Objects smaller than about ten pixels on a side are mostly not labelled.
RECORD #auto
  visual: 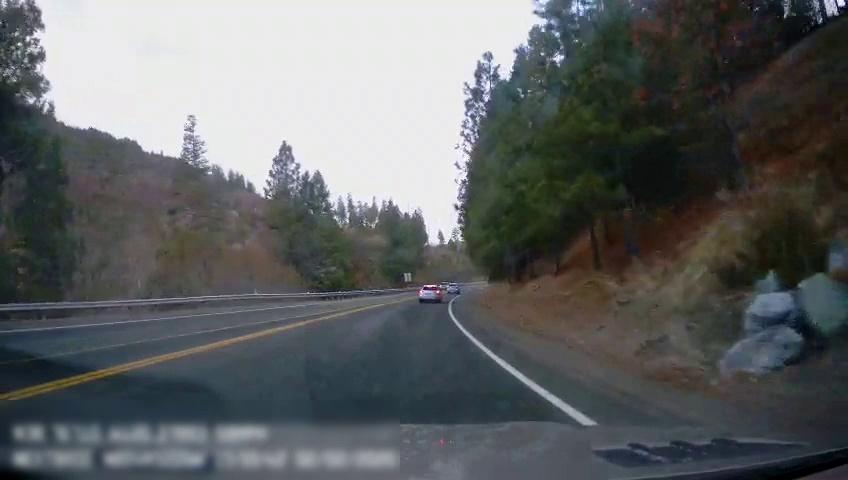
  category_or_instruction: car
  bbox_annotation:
[446,282,461,294]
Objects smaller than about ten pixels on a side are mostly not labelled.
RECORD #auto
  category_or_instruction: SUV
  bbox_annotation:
[419,284,443,303]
